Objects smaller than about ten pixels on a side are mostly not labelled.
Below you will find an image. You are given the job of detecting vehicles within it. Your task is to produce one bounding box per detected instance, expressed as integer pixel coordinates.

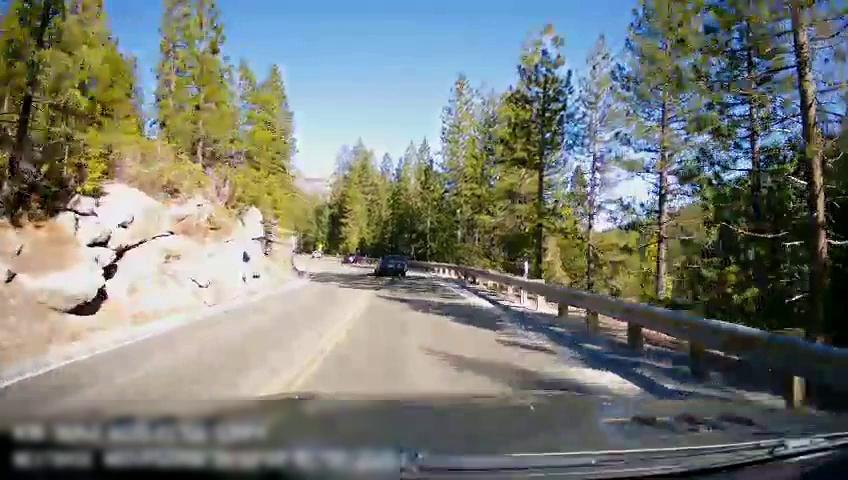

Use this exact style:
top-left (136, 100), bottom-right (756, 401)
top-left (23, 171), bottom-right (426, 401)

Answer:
top-left (342, 252), bottom-right (357, 263)
top-left (377, 254), bottom-right (407, 277)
